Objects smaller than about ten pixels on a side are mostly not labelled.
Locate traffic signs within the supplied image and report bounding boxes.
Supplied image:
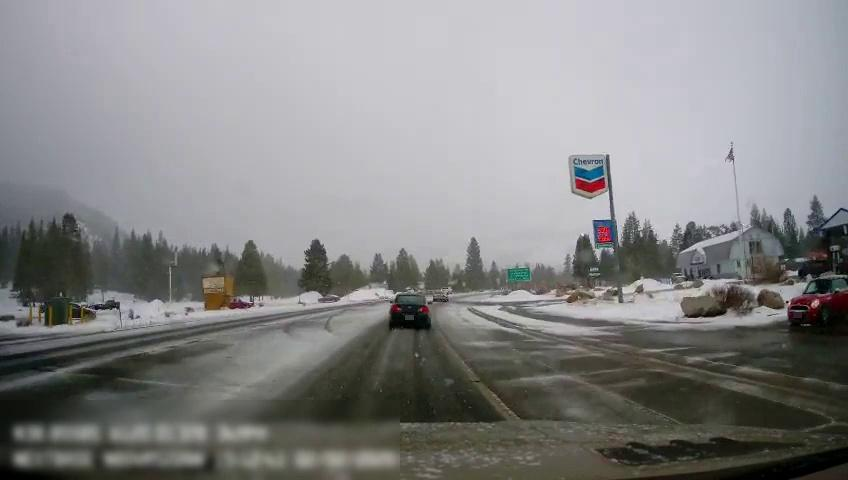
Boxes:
[507,267,532,283]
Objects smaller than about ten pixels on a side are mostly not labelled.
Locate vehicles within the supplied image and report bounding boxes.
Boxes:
[440,287,452,294]
[787,277,848,326]
[318,295,340,302]
[389,294,433,329]
[228,298,253,308]
[103,300,121,310]
[670,273,687,282]
[89,303,104,310]
[433,291,448,302]
[798,260,830,279]
[69,303,97,319]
